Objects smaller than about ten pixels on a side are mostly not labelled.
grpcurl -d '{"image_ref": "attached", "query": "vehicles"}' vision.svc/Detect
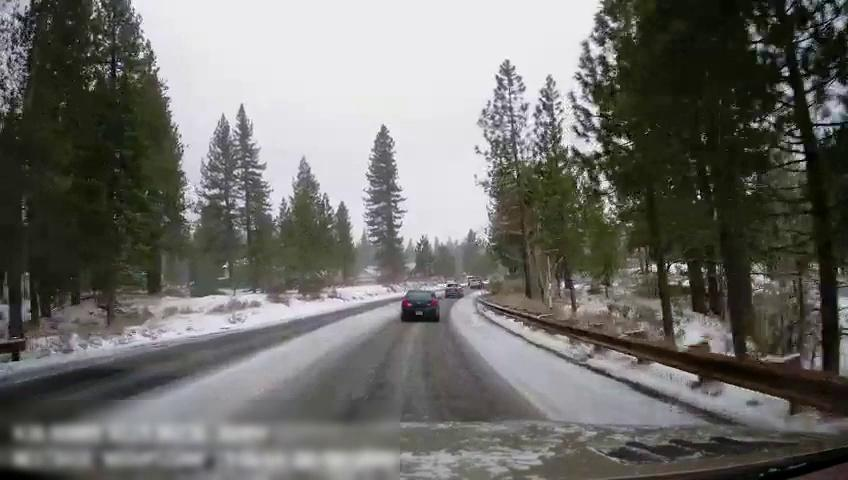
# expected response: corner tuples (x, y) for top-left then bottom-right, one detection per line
(469, 279), (481, 289)
(400, 288), (441, 322)
(444, 282), (464, 299)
